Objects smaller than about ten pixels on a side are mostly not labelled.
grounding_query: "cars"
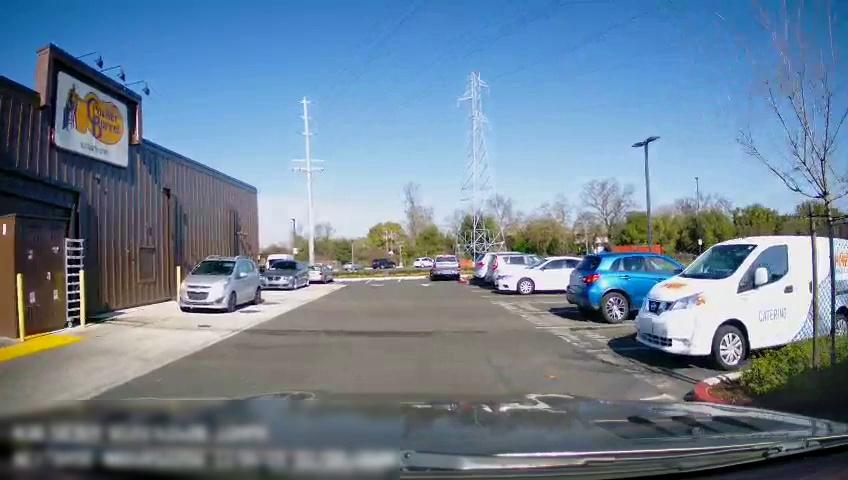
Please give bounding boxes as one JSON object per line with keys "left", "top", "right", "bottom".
{"left": 486, "top": 254, "right": 545, "bottom": 286}
{"left": 305, "top": 265, "right": 334, "bottom": 284}
{"left": 342, "top": 261, "right": 362, "bottom": 271}
{"left": 177, "top": 254, "right": 262, "bottom": 313}
{"left": 415, "top": 257, "right": 435, "bottom": 268}
{"left": 262, "top": 260, "right": 309, "bottom": 290}
{"left": 494, "top": 256, "right": 584, "bottom": 296}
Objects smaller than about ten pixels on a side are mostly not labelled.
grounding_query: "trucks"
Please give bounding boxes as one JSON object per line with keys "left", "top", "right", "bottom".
{"left": 430, "top": 255, "right": 460, "bottom": 281}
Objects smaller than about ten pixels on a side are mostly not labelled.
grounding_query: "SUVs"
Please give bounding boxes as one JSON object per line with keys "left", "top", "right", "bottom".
{"left": 475, "top": 252, "right": 523, "bottom": 285}
{"left": 566, "top": 252, "right": 685, "bottom": 324}
{"left": 371, "top": 258, "right": 396, "bottom": 270}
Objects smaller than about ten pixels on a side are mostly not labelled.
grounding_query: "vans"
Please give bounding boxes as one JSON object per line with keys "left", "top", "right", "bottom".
{"left": 635, "top": 234, "right": 848, "bottom": 371}
{"left": 264, "top": 253, "right": 296, "bottom": 273}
